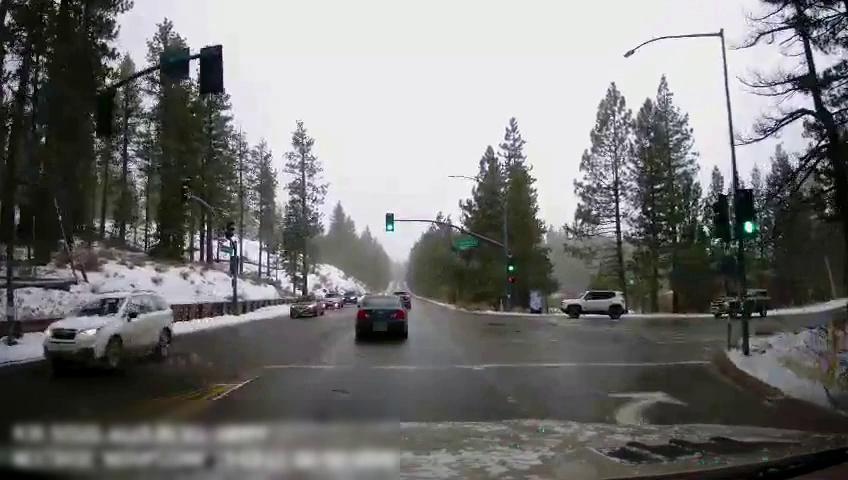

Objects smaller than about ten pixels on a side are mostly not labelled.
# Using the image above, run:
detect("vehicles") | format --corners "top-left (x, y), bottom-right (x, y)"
top-left (392, 290), bottom-right (412, 311)
top-left (355, 294), bottom-right (410, 344)
top-left (342, 290), bottom-right (359, 305)
top-left (324, 292), bottom-right (344, 310)
top-left (288, 295), bottom-right (326, 319)
top-left (711, 289), bottom-right (770, 320)
top-left (560, 289), bottom-right (628, 320)
top-left (42, 288), bottom-right (174, 370)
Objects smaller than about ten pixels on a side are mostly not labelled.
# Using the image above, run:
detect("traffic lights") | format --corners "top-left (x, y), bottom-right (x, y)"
top-left (711, 193), bottom-right (731, 249)
top-left (33, 242), bottom-right (52, 267)
top-left (385, 212), bottom-right (394, 233)
top-left (198, 43), bottom-right (224, 96)
top-left (96, 94), bottom-right (114, 138)
top-left (735, 188), bottom-right (759, 241)
top-left (226, 221), bottom-right (235, 240)
top-left (504, 257), bottom-right (516, 273)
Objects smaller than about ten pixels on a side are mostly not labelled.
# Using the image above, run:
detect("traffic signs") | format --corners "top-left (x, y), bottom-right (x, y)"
top-left (455, 240), bottom-right (479, 250)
